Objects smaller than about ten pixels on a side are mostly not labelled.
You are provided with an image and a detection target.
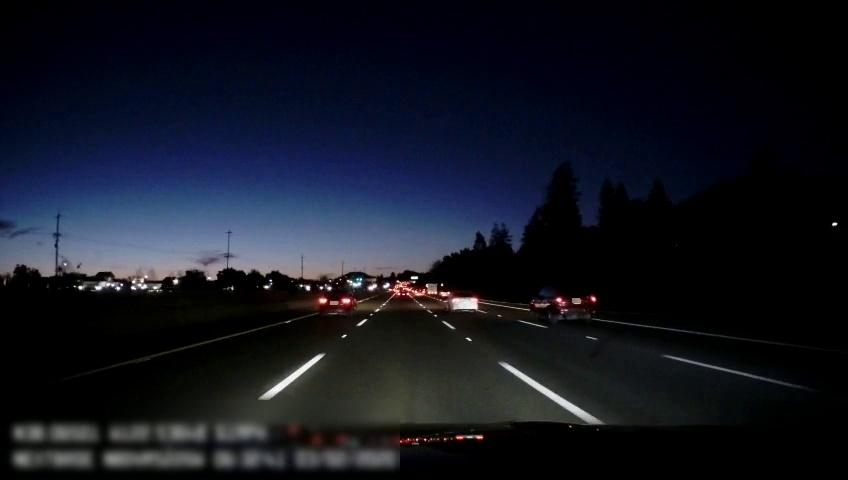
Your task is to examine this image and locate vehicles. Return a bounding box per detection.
[319,287,359,319]
[425,283,438,299]
[443,289,478,313]
[528,282,598,325]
